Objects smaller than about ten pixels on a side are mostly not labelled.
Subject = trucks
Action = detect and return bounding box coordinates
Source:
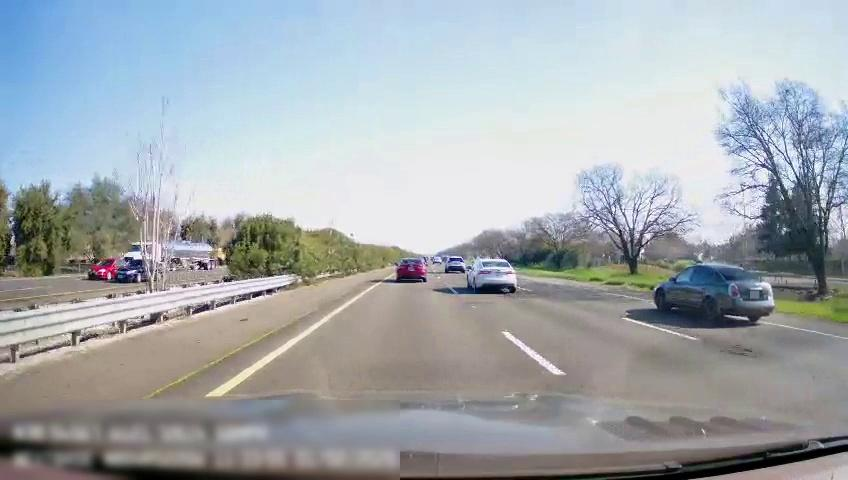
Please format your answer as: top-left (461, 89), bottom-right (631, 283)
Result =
top-left (124, 241), bottom-right (218, 271)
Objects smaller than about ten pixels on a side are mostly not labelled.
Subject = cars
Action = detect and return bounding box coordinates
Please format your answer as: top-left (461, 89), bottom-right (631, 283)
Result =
top-left (444, 255), bottom-right (466, 273)
top-left (653, 263), bottom-right (777, 324)
top-left (465, 258), bottom-right (518, 295)
top-left (115, 259), bottom-right (165, 285)
top-left (394, 258), bottom-right (427, 282)
top-left (86, 258), bottom-right (134, 282)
